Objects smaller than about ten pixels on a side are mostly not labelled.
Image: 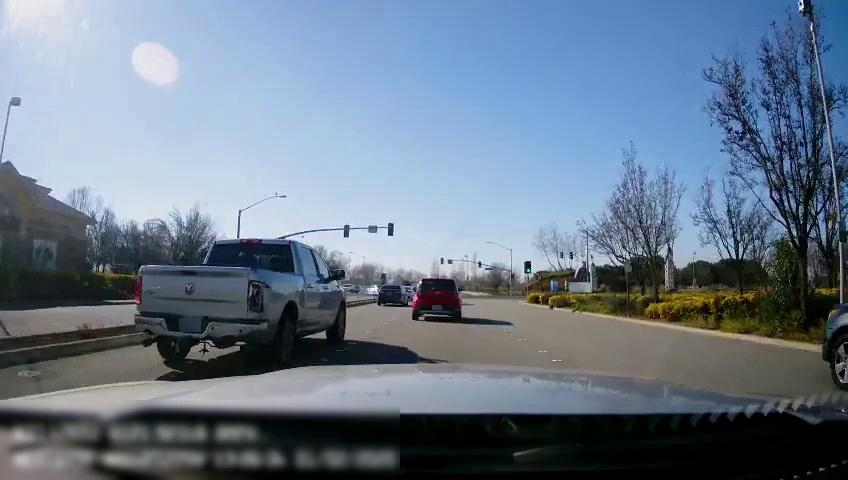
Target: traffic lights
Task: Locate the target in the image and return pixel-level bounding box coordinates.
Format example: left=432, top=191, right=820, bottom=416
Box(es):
left=343, top=224, right=349, bottom=238
left=524, top=260, right=532, bottom=274
left=388, top=223, right=394, bottom=236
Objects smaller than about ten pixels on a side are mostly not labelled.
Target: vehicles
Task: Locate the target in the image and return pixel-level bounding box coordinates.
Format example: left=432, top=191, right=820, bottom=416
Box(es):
left=133, top=239, right=347, bottom=366
left=341, top=284, right=359, bottom=294
left=821, top=302, right=848, bottom=392
left=364, top=284, right=384, bottom=295
left=411, top=278, right=465, bottom=321
left=377, top=284, right=410, bottom=307
left=403, top=286, right=416, bottom=299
